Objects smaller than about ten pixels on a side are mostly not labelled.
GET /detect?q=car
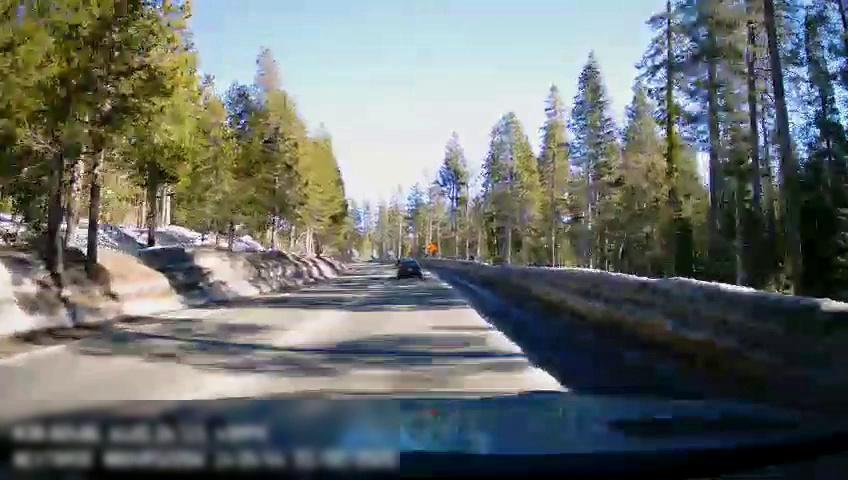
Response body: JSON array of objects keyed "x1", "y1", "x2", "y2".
[{"x1": 396, "y1": 257, "x2": 424, "y2": 278}]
